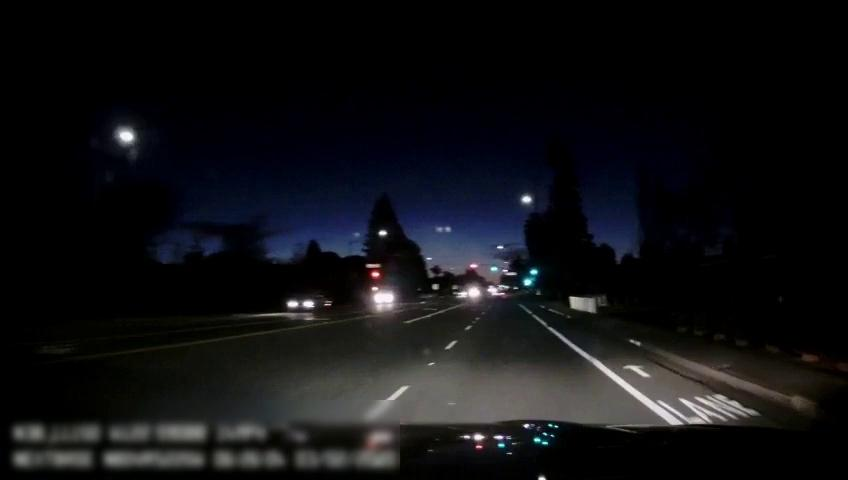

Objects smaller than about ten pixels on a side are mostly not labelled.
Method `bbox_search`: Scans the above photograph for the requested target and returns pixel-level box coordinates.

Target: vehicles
[286,290,333,312]
[372,286,402,303]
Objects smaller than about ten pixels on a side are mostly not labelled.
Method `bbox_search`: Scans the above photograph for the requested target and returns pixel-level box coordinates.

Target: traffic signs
[503,272,517,276]
[366,263,381,269]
